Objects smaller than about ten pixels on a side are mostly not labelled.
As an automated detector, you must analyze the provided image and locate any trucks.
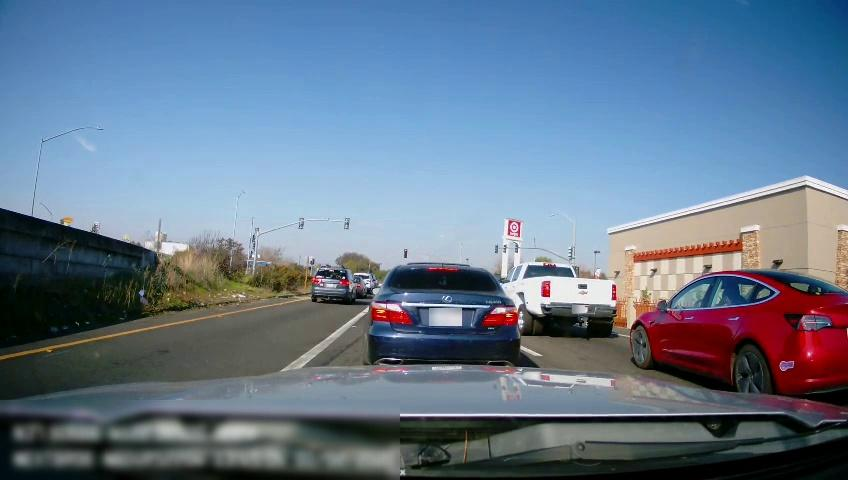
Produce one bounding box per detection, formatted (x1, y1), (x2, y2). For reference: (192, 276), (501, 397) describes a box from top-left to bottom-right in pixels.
(493, 262), (618, 337)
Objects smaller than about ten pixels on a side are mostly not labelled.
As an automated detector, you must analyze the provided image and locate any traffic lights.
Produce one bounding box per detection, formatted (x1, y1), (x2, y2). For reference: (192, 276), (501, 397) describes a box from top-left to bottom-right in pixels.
(513, 242), (519, 256)
(494, 244), (499, 255)
(502, 243), (507, 255)
(297, 217), (305, 230)
(403, 248), (408, 260)
(567, 247), (573, 261)
(343, 217), (350, 231)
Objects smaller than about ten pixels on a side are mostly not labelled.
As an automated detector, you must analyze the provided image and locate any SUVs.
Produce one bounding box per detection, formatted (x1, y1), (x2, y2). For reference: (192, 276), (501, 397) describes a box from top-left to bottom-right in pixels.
(353, 272), (376, 296)
(311, 264), (359, 306)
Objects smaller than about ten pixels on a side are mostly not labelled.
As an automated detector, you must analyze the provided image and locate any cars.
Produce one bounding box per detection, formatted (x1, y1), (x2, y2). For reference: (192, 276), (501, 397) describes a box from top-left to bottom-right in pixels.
(361, 262), (522, 367)
(350, 274), (370, 300)
(628, 267), (848, 408)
